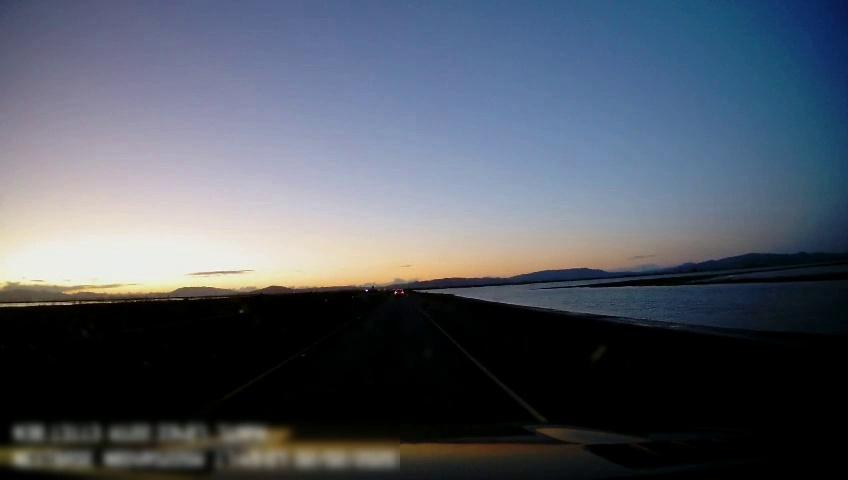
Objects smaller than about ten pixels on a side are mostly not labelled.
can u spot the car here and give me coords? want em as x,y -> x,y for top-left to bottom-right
393,288 -> 405,297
